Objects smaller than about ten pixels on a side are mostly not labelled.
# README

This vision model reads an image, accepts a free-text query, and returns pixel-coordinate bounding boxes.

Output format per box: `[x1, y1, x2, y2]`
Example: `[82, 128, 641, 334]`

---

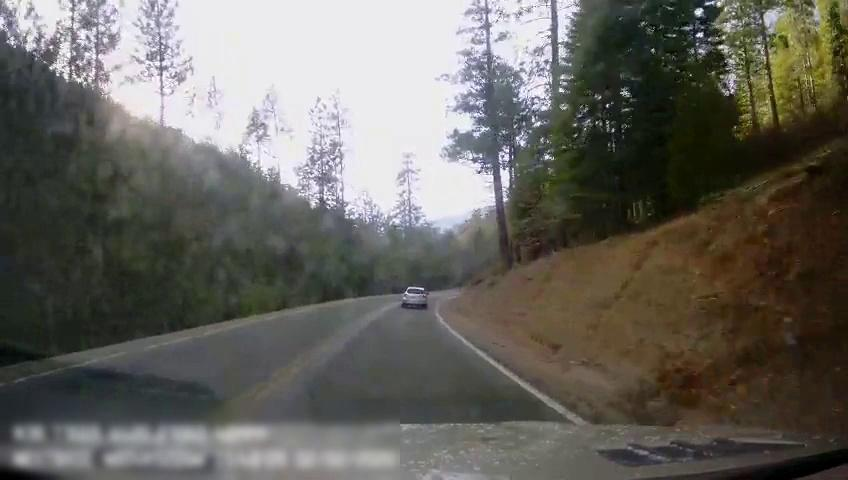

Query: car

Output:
[401, 286, 429, 309]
